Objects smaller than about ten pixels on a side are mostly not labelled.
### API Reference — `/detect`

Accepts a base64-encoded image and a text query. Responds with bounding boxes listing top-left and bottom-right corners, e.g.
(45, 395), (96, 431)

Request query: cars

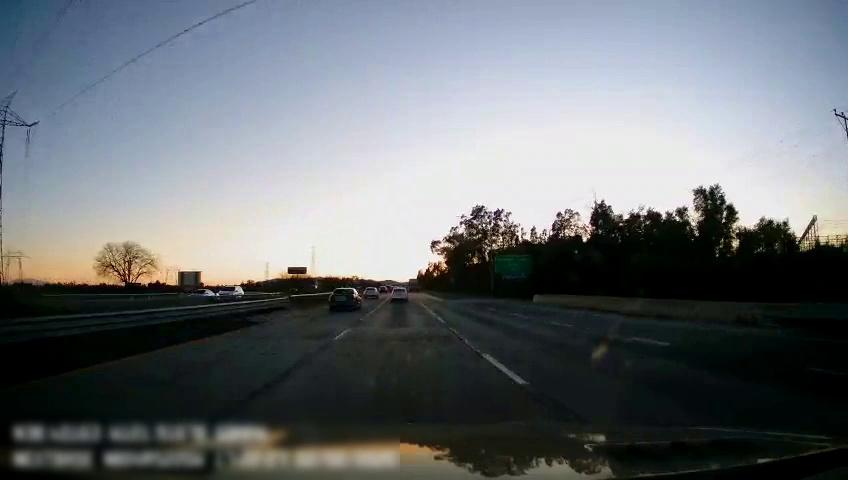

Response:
(216, 285), (245, 296)
(189, 288), (215, 296)
(328, 287), (363, 312)
(363, 286), (380, 300)
(389, 286), (409, 303)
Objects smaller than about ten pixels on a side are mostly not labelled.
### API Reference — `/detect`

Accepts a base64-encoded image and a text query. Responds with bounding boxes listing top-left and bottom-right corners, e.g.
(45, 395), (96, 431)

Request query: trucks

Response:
(408, 278), (418, 291)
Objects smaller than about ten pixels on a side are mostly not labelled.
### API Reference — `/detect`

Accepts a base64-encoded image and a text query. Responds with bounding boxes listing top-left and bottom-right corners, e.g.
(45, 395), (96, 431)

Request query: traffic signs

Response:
(495, 255), (533, 281)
